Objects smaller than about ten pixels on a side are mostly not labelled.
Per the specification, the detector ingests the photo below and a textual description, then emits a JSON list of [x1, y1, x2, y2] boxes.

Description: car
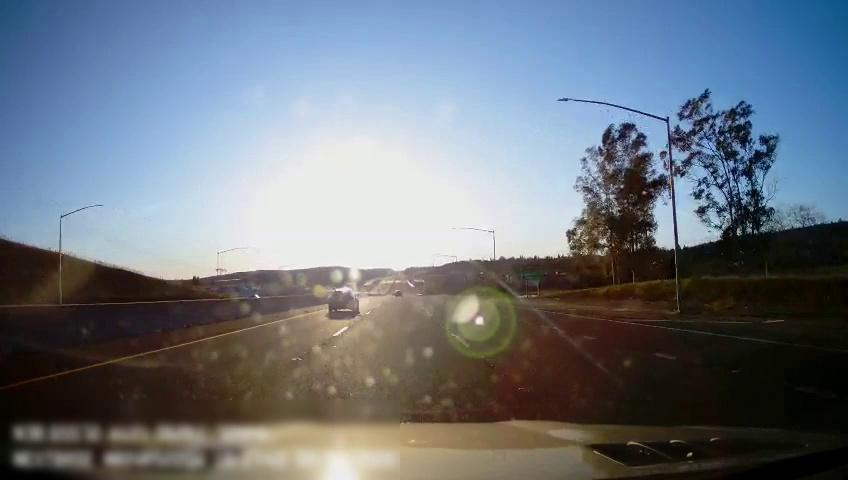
[[328, 288, 361, 318]]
